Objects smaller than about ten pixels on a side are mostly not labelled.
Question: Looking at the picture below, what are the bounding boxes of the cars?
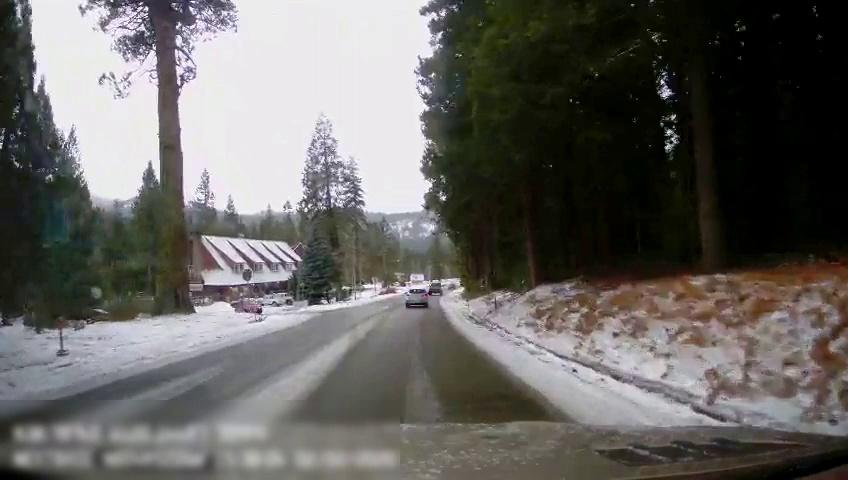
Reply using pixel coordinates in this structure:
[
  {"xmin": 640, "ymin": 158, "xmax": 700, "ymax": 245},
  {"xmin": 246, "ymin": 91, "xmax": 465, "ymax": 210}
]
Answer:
[{"xmin": 234, "ymin": 300, "xmax": 263, "ymax": 314}]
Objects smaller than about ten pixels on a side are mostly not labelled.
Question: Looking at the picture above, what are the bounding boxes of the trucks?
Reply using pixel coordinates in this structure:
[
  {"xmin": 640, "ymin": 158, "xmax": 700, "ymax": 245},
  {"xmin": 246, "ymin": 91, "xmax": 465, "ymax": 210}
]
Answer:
[
  {"xmin": 428, "ymin": 282, "xmax": 443, "ymax": 295},
  {"xmin": 274, "ymin": 293, "xmax": 294, "ymax": 305},
  {"xmin": 256, "ymin": 295, "xmax": 284, "ymax": 307}
]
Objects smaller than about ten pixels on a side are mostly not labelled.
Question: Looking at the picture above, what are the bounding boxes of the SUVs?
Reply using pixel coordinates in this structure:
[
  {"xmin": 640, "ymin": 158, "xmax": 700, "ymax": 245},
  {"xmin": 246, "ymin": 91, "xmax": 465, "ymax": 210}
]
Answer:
[{"xmin": 406, "ymin": 288, "xmax": 429, "ymax": 308}]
